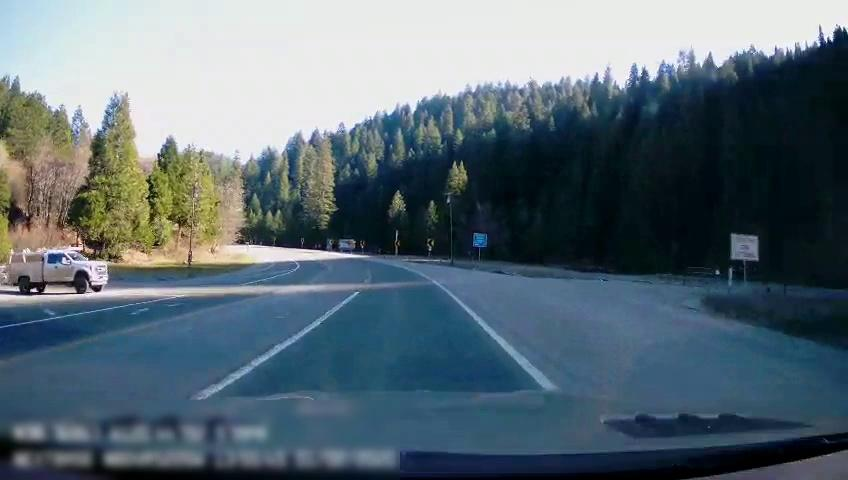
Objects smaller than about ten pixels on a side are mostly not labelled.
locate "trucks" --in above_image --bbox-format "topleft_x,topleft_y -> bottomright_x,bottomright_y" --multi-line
5,251 -> 109,295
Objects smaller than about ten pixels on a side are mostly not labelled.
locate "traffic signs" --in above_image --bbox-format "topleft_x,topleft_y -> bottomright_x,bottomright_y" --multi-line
424,239 -> 435,249
472,231 -> 488,247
